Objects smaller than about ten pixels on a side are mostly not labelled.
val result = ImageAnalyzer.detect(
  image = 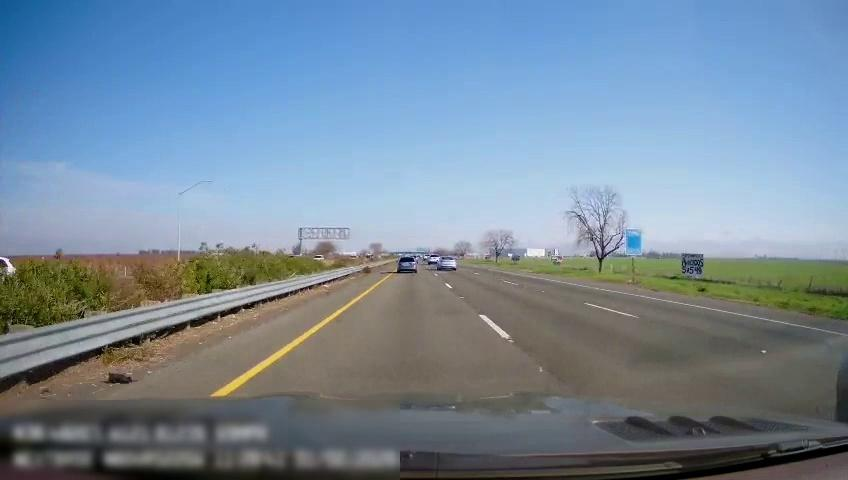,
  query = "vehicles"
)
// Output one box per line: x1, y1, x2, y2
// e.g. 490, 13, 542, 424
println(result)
427, 255, 440, 266
835, 353, 848, 425
0, 257, 16, 276
436, 256, 457, 272
312, 254, 324, 261
397, 256, 418, 274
